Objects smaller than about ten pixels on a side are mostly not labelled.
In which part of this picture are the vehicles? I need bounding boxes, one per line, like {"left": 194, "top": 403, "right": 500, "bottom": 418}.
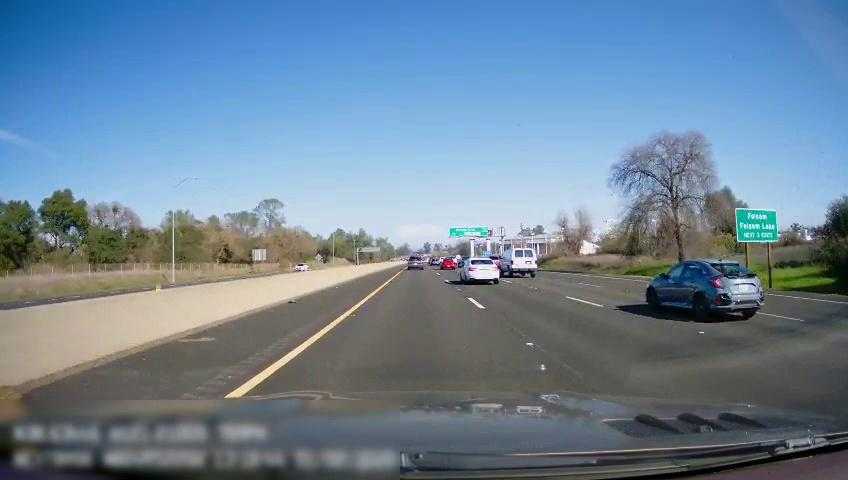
{"left": 476, "top": 255, "right": 503, "bottom": 274}
{"left": 441, "top": 259, "right": 457, "bottom": 271}
{"left": 459, "top": 258, "right": 500, "bottom": 284}
{"left": 457, "top": 256, "right": 472, "bottom": 268}
{"left": 407, "top": 256, "right": 425, "bottom": 271}
{"left": 645, "top": 259, "right": 764, "bottom": 322}
{"left": 498, "top": 248, "right": 537, "bottom": 278}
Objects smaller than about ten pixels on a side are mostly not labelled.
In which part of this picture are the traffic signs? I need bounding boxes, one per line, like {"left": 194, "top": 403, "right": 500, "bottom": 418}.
{"left": 251, "top": 249, "right": 267, "bottom": 261}
{"left": 449, "top": 226, "right": 489, "bottom": 239}
{"left": 736, "top": 208, "right": 779, "bottom": 243}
